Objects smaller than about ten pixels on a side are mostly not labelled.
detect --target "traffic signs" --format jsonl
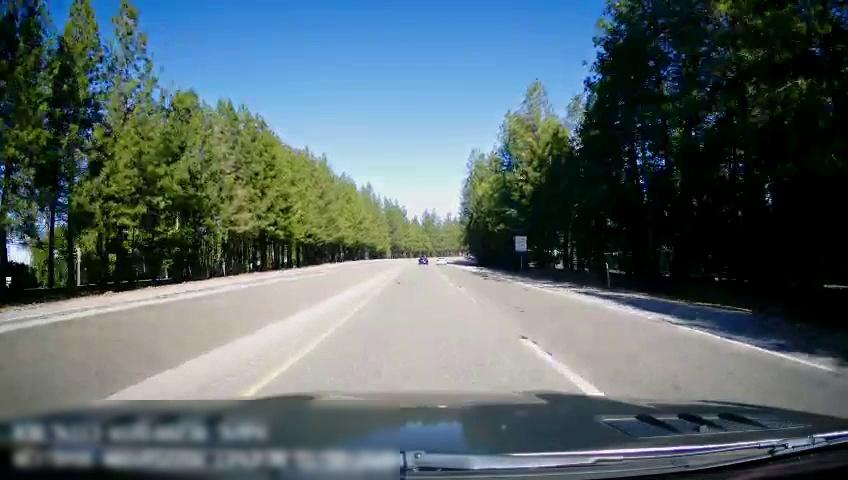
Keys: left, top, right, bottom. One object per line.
{"left": 514, "top": 236, "right": 528, "bottom": 252}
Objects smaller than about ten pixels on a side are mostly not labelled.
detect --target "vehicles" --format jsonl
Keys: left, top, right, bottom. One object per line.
{"left": 418, "top": 255, "right": 430, "bottom": 265}
{"left": 436, "top": 258, "right": 448, "bottom": 267}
